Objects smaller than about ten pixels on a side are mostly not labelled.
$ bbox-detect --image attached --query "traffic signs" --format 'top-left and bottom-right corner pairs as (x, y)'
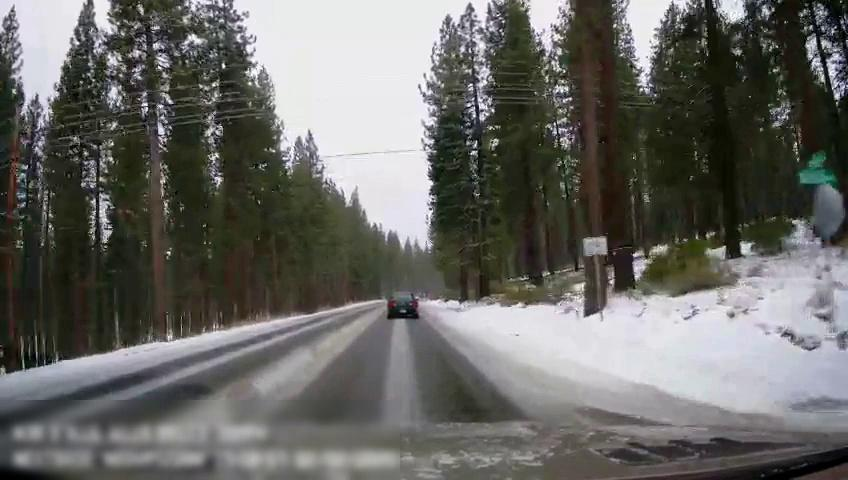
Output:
(799, 169), (837, 184)
(583, 236), (608, 256)
(808, 150), (826, 169)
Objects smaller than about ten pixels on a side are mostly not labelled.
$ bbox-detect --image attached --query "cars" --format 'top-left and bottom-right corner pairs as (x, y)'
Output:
(387, 291), (420, 320)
